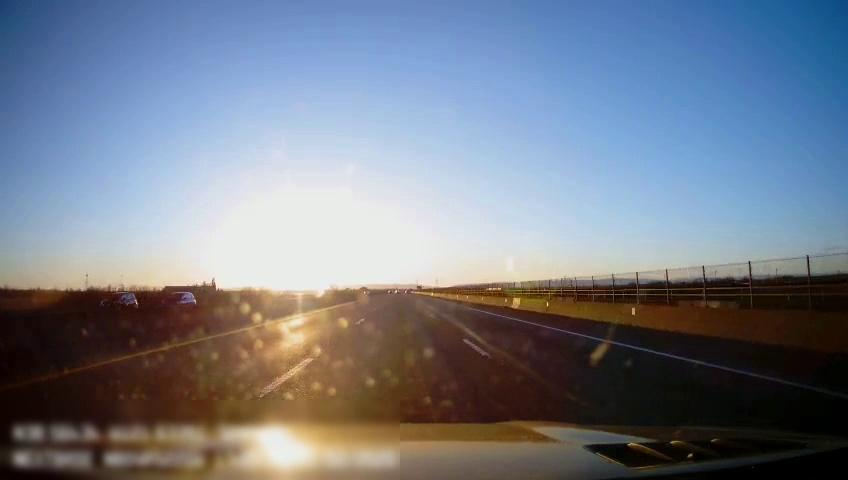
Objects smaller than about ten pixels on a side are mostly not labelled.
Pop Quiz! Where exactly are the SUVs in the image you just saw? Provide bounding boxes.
[158,291,197,306]
[96,291,138,313]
